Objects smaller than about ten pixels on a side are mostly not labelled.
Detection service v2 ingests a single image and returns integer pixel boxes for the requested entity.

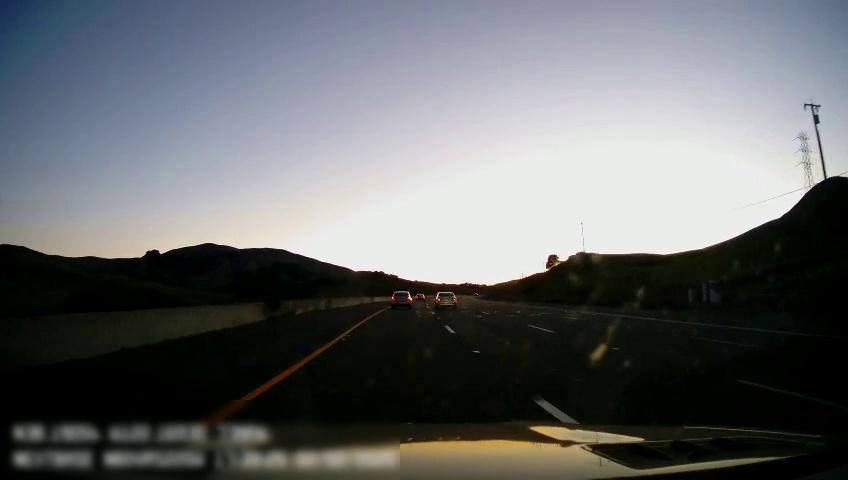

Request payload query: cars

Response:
[391,291,412,309]
[434,292,457,309]
[415,294,426,301]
